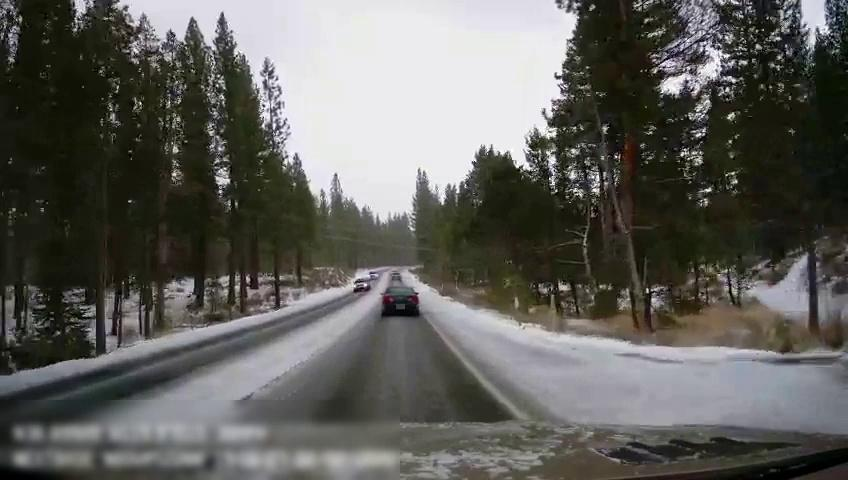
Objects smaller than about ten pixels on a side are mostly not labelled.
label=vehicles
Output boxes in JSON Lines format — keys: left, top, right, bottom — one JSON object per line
{"left": 367, "top": 270, "right": 380, "bottom": 280}
{"left": 352, "top": 277, "right": 371, "bottom": 293}
{"left": 380, "top": 285, "right": 420, "bottom": 317}
{"left": 390, "top": 271, "right": 402, "bottom": 281}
